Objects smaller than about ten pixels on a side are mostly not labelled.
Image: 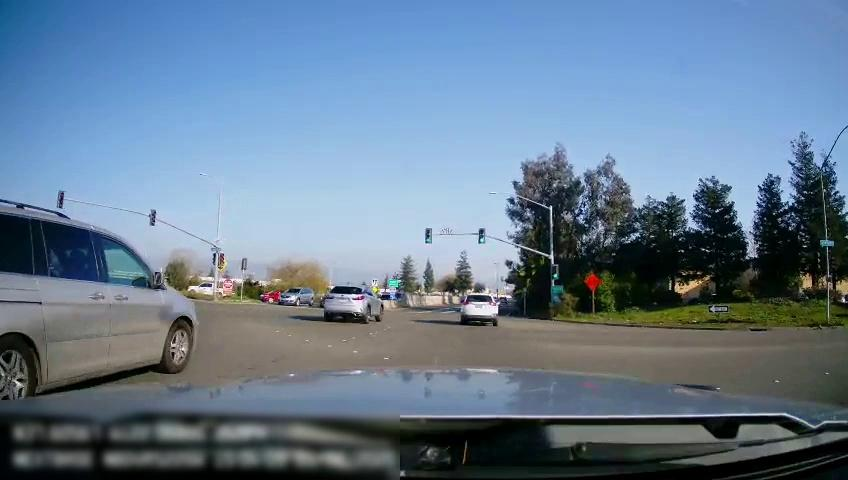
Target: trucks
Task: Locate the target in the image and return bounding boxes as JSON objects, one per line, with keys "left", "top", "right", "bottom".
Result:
{"left": 187, "top": 282, "right": 223, "bottom": 297}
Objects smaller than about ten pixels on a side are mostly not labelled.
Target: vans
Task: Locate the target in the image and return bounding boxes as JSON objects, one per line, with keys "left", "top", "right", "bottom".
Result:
{"left": 0, "top": 199, "right": 200, "bottom": 405}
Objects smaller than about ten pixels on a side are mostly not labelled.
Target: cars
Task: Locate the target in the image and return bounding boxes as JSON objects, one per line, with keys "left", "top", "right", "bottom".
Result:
{"left": 258, "top": 288, "right": 292, "bottom": 304}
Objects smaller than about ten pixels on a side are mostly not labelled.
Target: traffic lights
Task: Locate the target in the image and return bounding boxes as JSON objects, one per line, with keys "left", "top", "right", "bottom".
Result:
{"left": 816, "top": 251, "right": 823, "bottom": 269}
{"left": 831, "top": 254, "right": 841, "bottom": 271}
{"left": 212, "top": 252, "right": 217, "bottom": 265}
{"left": 424, "top": 227, "right": 433, "bottom": 245}
{"left": 149, "top": 209, "right": 157, "bottom": 227}
{"left": 240, "top": 257, "right": 248, "bottom": 273}
{"left": 217, "top": 254, "right": 225, "bottom": 266}
{"left": 56, "top": 190, "right": 65, "bottom": 209}
{"left": 551, "top": 263, "right": 560, "bottom": 281}
{"left": 478, "top": 227, "right": 486, "bottom": 245}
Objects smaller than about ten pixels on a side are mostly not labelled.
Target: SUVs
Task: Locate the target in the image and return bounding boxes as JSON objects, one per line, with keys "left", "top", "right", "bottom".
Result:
{"left": 278, "top": 287, "right": 316, "bottom": 308}
{"left": 323, "top": 285, "right": 384, "bottom": 324}
{"left": 460, "top": 292, "right": 499, "bottom": 327}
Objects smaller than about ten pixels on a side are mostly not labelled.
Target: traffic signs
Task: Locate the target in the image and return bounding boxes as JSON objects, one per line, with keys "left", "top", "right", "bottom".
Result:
{"left": 819, "top": 239, "right": 835, "bottom": 247}
{"left": 583, "top": 272, "right": 602, "bottom": 290}
{"left": 386, "top": 277, "right": 401, "bottom": 288}
{"left": 222, "top": 279, "right": 234, "bottom": 289}
{"left": 550, "top": 285, "right": 562, "bottom": 296}
{"left": 708, "top": 304, "right": 729, "bottom": 313}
